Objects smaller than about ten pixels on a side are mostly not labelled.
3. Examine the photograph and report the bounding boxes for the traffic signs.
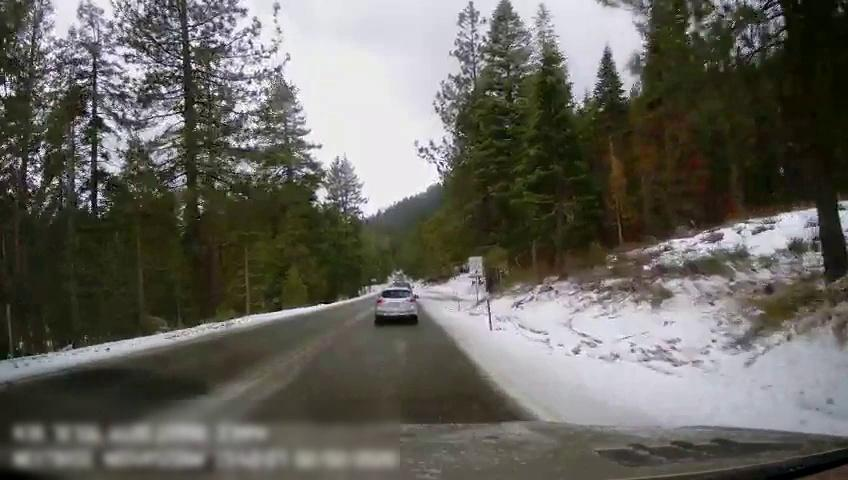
[469,256,483,277]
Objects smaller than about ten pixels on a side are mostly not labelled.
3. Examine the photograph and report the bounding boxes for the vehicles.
[389,282,413,295]
[375,287,419,325]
